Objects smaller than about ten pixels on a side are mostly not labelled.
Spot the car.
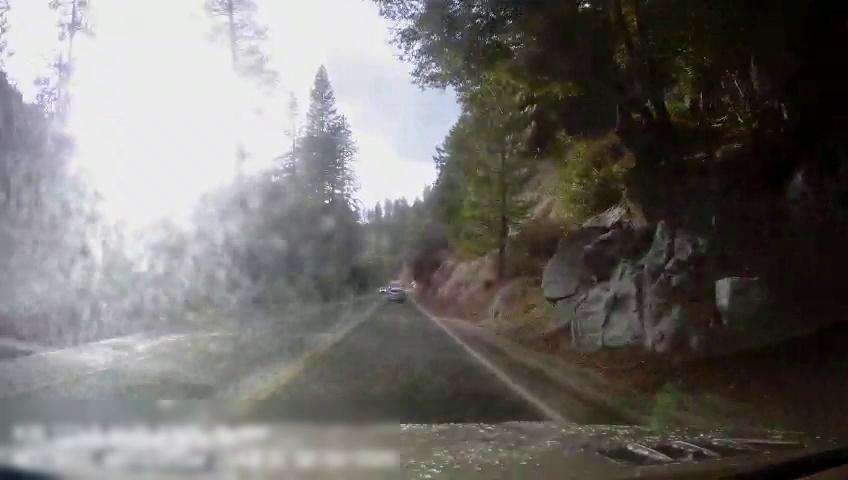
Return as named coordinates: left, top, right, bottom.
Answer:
left=387, top=286, right=406, bottom=304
